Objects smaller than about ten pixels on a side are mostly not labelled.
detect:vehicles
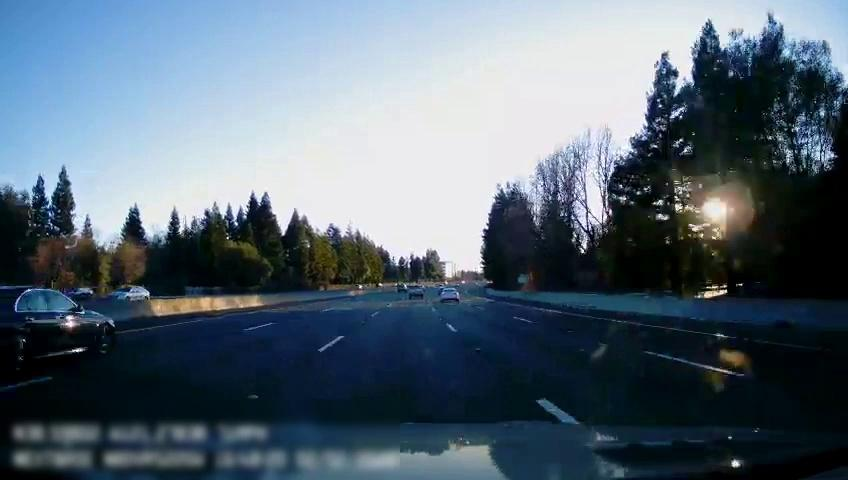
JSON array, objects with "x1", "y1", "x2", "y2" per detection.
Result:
[
  {"x1": 72, "y1": 287, "x2": 94, "y2": 297},
  {"x1": 440, "y1": 287, "x2": 459, "y2": 302},
  {"x1": 0, "y1": 286, "x2": 117, "y2": 380},
  {"x1": 111, "y1": 285, "x2": 150, "y2": 302},
  {"x1": 408, "y1": 285, "x2": 423, "y2": 298}
]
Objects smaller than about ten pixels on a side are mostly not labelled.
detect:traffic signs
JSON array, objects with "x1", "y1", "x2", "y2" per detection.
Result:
[{"x1": 517, "y1": 274, "x2": 529, "y2": 284}]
